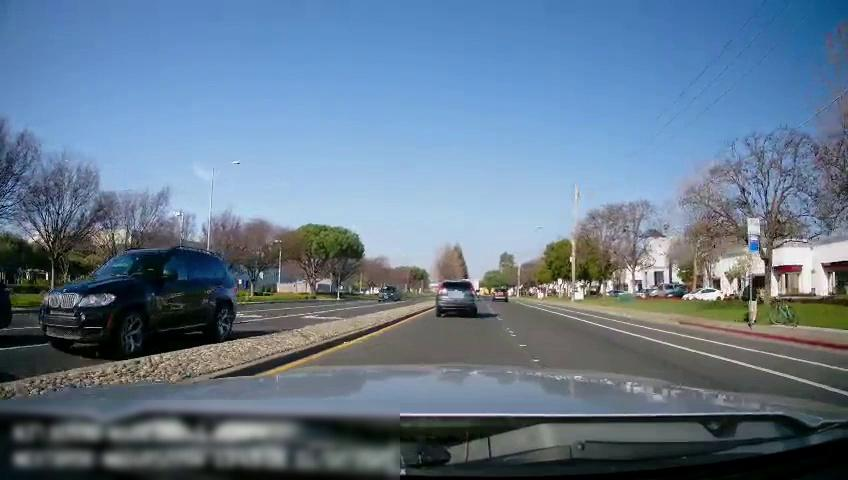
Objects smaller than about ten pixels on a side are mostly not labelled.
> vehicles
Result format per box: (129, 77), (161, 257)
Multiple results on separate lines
(492, 287), (509, 302)
(0, 276), (11, 330)
(377, 287), (401, 302)
(436, 279), (480, 317)
(39, 245), (237, 361)
(470, 280), (481, 297)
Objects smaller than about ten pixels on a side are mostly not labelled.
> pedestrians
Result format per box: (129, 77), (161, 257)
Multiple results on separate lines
(746, 278), (758, 324)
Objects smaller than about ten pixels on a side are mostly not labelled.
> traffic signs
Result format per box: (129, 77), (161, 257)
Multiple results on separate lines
(749, 239), (760, 254)
(748, 217), (761, 235)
